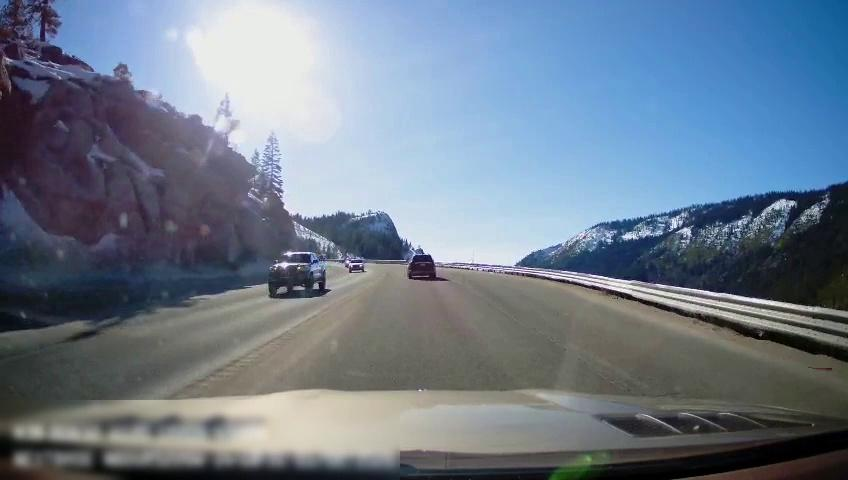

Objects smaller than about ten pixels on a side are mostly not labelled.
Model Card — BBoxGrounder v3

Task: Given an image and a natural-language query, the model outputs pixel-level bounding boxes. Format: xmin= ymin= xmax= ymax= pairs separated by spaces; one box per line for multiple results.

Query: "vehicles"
xmin=344 ymin=257 xmax=349 ymax=268
xmin=267 ymin=250 xmax=327 ymax=297
xmin=348 ymin=257 xmax=366 ymax=273
xmin=406 ymin=252 xmax=437 ymax=280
